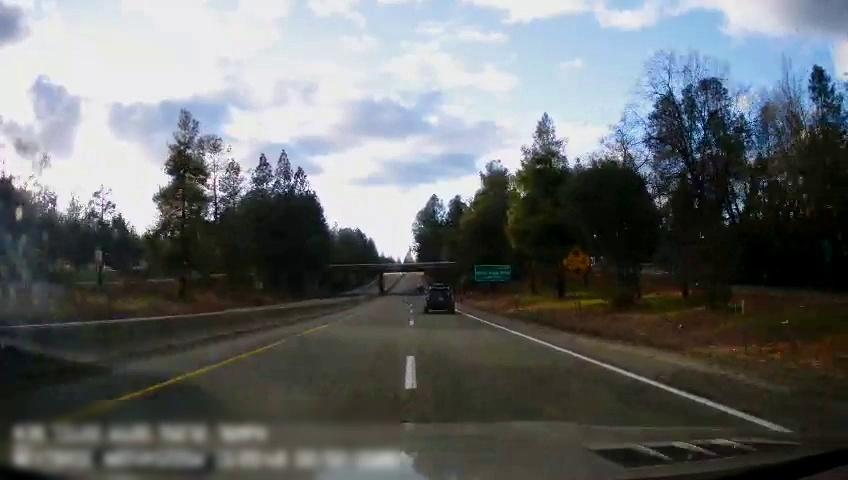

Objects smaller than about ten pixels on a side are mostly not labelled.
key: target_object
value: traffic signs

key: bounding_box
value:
[474,264,512,282]
[562,246,593,277]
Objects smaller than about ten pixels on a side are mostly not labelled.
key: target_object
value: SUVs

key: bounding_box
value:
[424,283,455,314]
